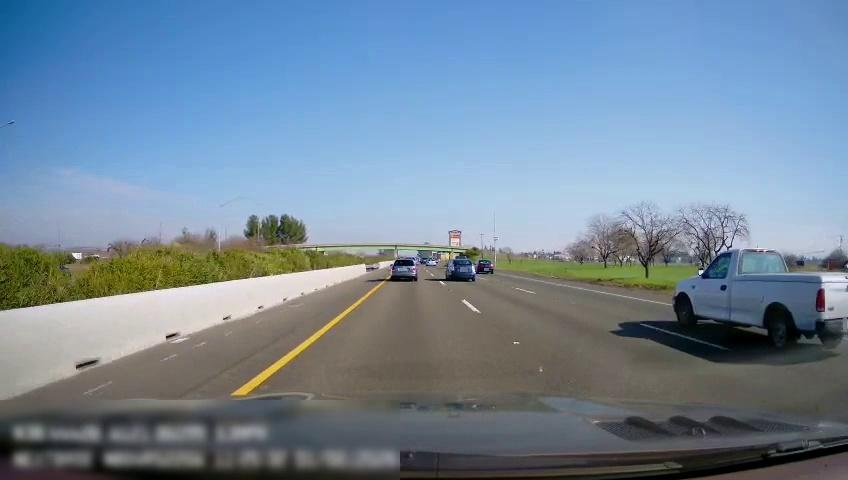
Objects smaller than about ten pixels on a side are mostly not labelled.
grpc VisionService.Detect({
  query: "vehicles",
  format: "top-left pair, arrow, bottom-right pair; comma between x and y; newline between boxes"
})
419,256 -> 430,265
445,258 -> 477,283
389,257 -> 420,282
424,257 -> 437,267
671,248 -> 848,353
475,259 -> 494,275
